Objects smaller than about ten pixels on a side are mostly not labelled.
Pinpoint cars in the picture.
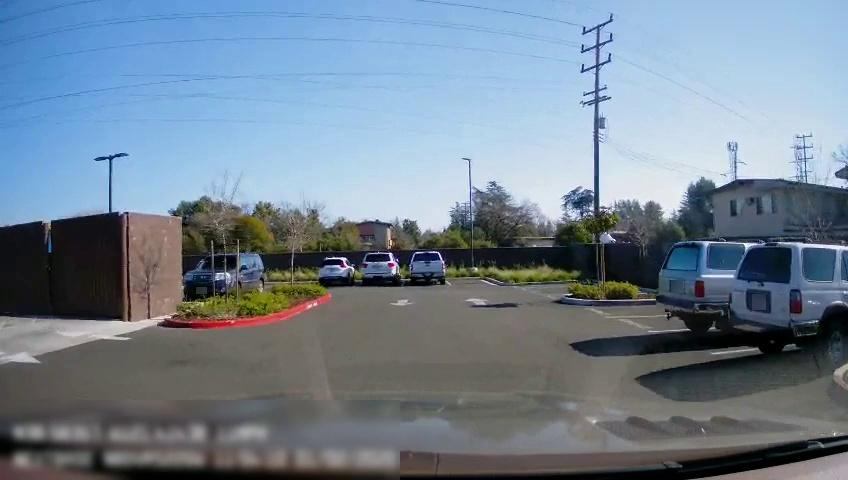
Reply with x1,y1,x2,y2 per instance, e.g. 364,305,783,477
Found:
318,257,356,286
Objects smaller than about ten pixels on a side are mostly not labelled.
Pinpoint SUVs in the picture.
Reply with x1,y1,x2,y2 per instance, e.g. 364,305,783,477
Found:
182,252,265,301
727,243,848,368
361,252,401,285
655,240,753,337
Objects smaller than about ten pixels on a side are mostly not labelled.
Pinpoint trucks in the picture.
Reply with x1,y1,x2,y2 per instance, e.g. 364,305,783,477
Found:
409,251,446,284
